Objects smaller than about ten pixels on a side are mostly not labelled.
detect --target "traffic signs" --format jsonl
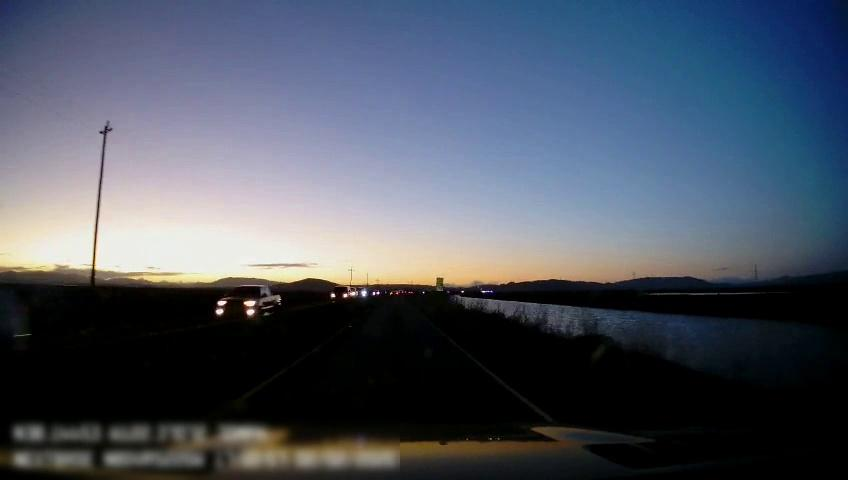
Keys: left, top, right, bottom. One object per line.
{"left": 436, "top": 277, "right": 444, "bottom": 291}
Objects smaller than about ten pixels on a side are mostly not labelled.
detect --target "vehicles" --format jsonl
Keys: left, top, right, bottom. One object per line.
{"left": 328, "top": 286, "right": 351, "bottom": 303}
{"left": 214, "top": 285, "right": 283, "bottom": 322}
{"left": 350, "top": 287, "right": 360, "bottom": 300}
{"left": 358, "top": 289, "right": 370, "bottom": 298}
